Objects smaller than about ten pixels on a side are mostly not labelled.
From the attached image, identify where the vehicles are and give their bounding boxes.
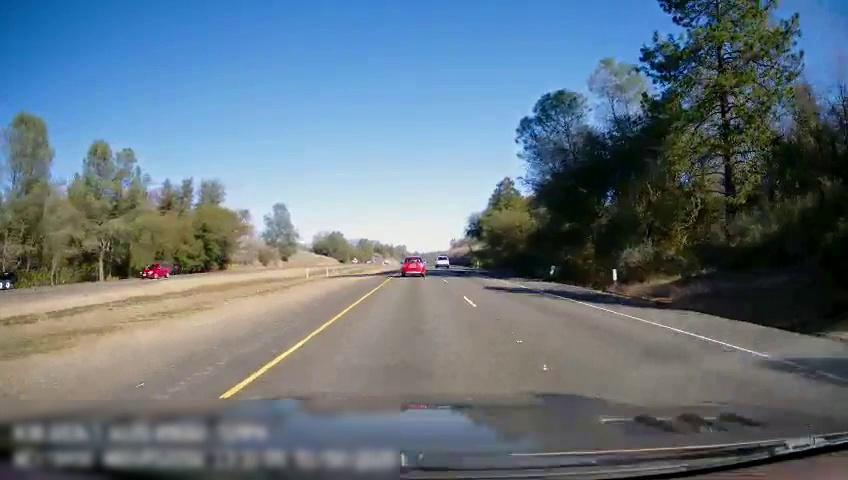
[434,256,449,269]
[141,264,172,280]
[0,272,19,292]
[400,255,427,278]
